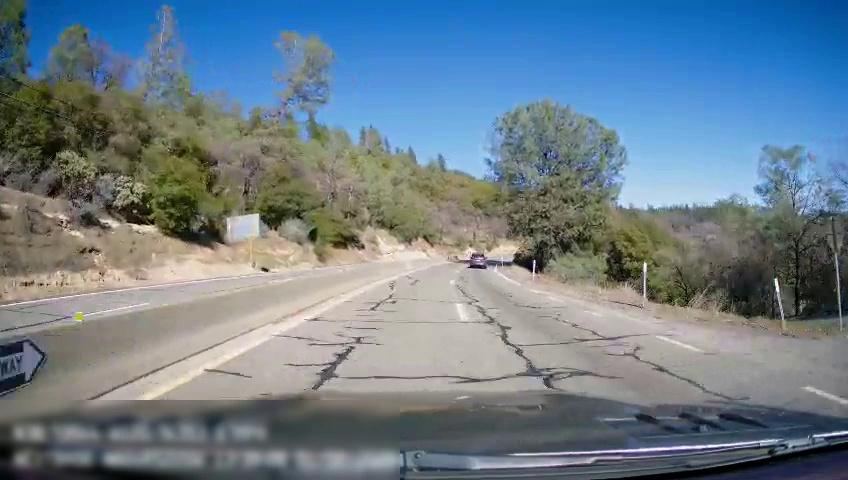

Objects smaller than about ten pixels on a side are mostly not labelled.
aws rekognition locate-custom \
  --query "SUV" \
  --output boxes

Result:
[469,252,488,269]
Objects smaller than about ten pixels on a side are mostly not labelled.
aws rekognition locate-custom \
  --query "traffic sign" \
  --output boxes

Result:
[0,337,49,398]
